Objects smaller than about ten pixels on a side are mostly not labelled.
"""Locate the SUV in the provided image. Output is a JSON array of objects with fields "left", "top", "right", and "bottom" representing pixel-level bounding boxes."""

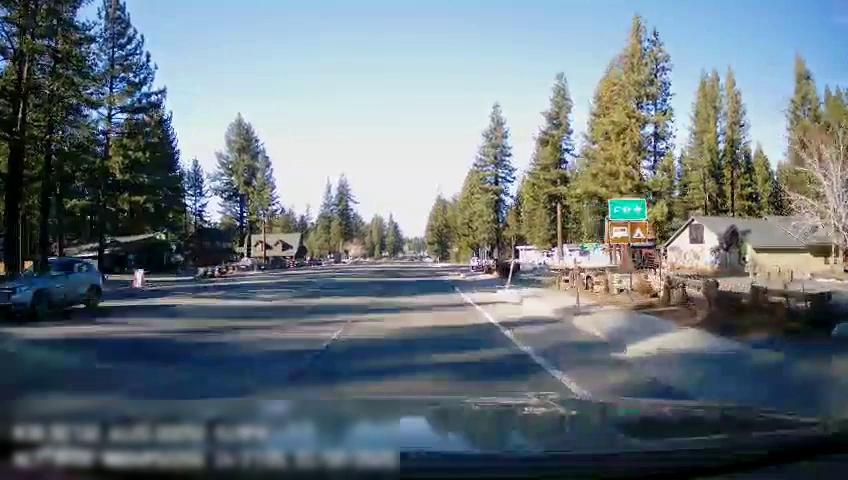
[{"left": 0, "top": 257, "right": 106, "bottom": 320}]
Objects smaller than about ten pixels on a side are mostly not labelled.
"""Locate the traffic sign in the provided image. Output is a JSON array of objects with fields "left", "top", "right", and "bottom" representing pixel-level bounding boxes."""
[{"left": 608, "top": 197, "right": 649, "bottom": 223}]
